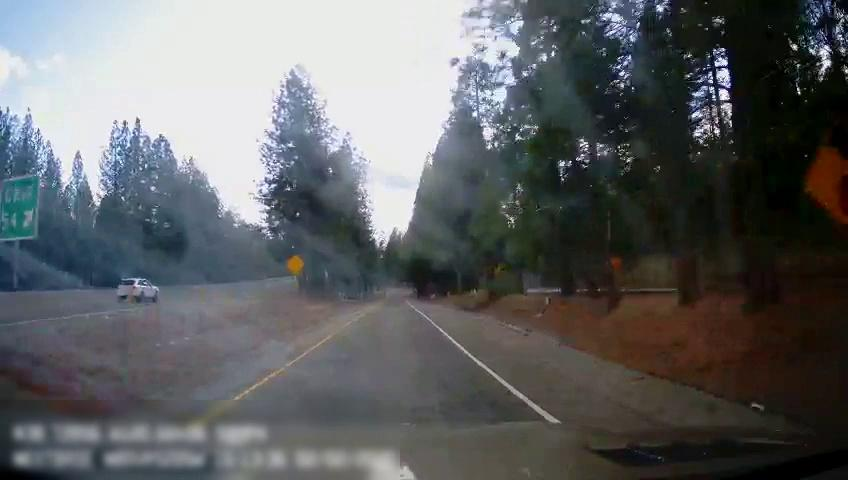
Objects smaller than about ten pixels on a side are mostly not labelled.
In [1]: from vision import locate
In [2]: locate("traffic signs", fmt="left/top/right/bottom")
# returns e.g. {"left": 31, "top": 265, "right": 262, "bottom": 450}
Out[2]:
{"left": 492, "top": 263, "right": 510, "bottom": 277}
{"left": 803, "top": 127, "right": 848, "bottom": 233}
{"left": 607, "top": 254, "right": 626, "bottom": 270}
{"left": 284, "top": 253, "right": 306, "bottom": 276}
{"left": 0, "top": 174, "right": 43, "bottom": 242}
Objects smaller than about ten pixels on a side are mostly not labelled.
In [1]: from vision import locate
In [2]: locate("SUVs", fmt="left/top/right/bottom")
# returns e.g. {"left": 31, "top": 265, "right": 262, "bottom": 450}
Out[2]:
{"left": 117, "top": 278, "right": 159, "bottom": 304}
